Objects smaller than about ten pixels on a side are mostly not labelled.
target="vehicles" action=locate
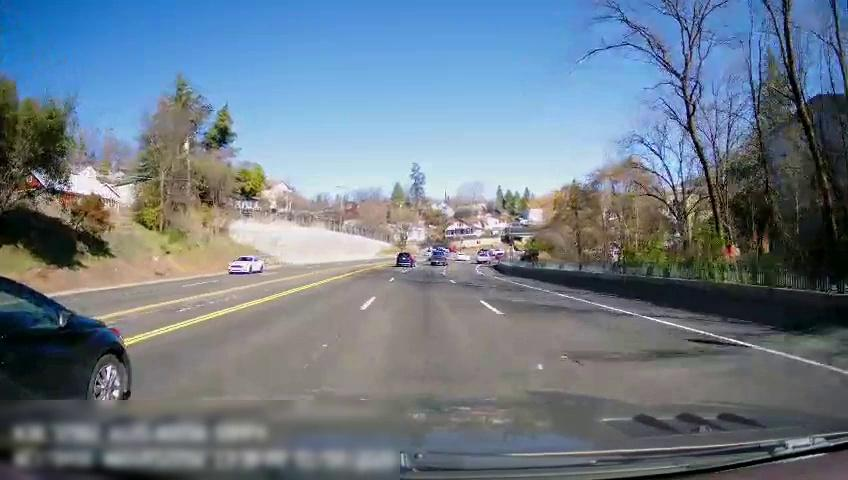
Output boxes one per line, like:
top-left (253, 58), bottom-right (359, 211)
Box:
top-left (0, 272), bottom-right (134, 421)
top-left (226, 255), bottom-right (265, 274)
top-left (430, 249), bottom-right (449, 265)
top-left (478, 253), bottom-right (491, 264)
top-left (424, 249), bottom-right (433, 261)
top-left (396, 253), bottom-right (415, 267)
